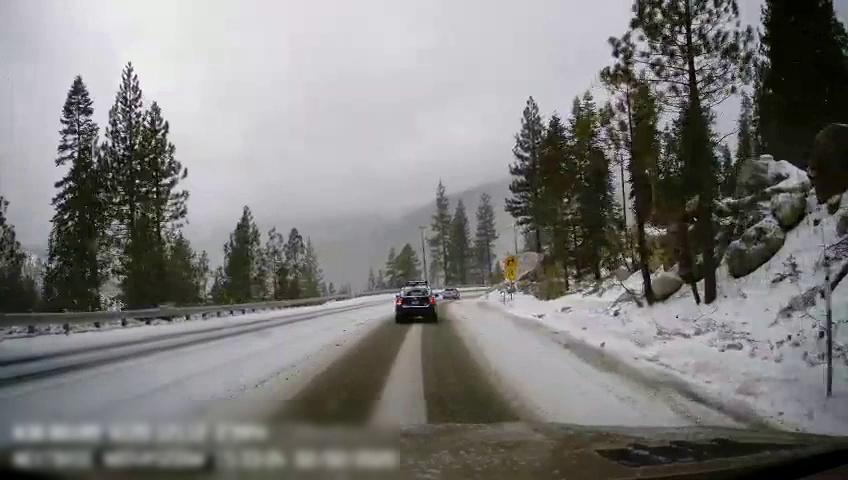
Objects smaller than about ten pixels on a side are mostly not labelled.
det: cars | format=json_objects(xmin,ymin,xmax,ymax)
[
  {"xmin": 442, "ymin": 287, "xmax": 460, "ymax": 300},
  {"xmin": 394, "ymin": 281, "xmax": 439, "ymax": 325}
]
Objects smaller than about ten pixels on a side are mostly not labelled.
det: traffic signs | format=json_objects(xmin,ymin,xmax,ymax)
[
  {"xmin": 503, "ymin": 254, "xmax": 519, "ymax": 269},
  {"xmin": 505, "ymin": 269, "xmax": 516, "ymax": 281}
]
